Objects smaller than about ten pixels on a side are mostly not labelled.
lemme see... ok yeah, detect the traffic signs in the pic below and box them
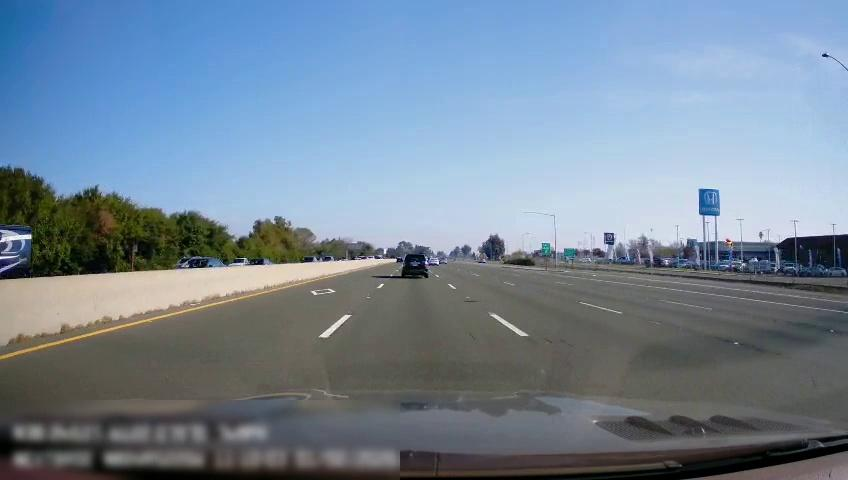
[345,242,363,250]
[541,242,551,256]
[563,248,577,257]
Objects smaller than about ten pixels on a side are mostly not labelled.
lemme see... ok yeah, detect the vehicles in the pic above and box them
[246,257,273,266]
[427,258,439,267]
[189,257,228,269]
[174,255,201,270]
[319,255,337,263]
[400,252,430,279]
[0,223,34,281]
[227,256,250,268]
[300,255,320,265]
